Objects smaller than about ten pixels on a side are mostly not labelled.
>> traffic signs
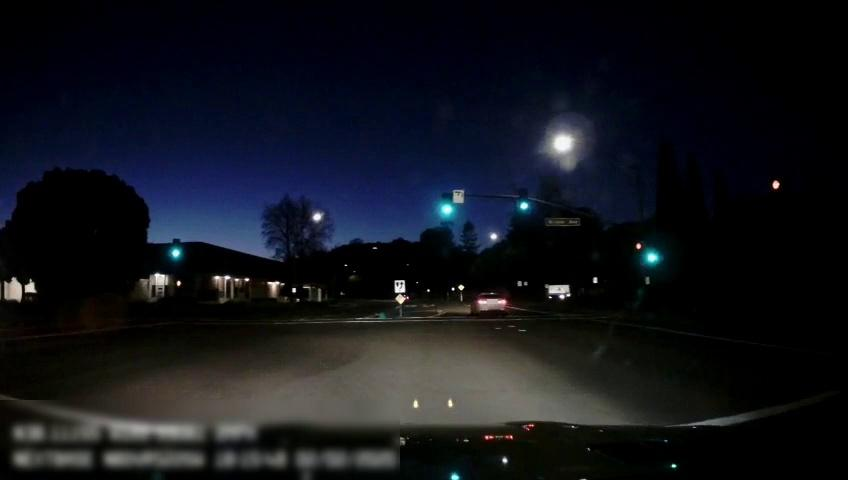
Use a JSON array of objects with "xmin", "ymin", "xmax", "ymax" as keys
[
  {"xmin": 394, "ymin": 293, "xmax": 406, "ymax": 305},
  {"xmin": 394, "ymin": 279, "xmax": 406, "ymax": 292},
  {"xmin": 452, "ymin": 189, "xmax": 465, "ymax": 203}
]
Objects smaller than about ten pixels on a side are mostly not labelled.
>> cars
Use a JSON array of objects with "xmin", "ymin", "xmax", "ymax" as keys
[{"xmin": 470, "ymin": 292, "xmax": 506, "ymax": 315}]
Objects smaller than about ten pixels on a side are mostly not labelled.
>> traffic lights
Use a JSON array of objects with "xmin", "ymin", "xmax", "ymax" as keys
[
  {"xmin": 443, "ymin": 194, "xmax": 452, "ymax": 213},
  {"xmin": 647, "ymin": 239, "xmax": 656, "ymax": 261},
  {"xmin": 520, "ymin": 189, "xmax": 528, "ymax": 209},
  {"xmin": 172, "ymin": 238, "xmax": 180, "ymax": 256}
]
